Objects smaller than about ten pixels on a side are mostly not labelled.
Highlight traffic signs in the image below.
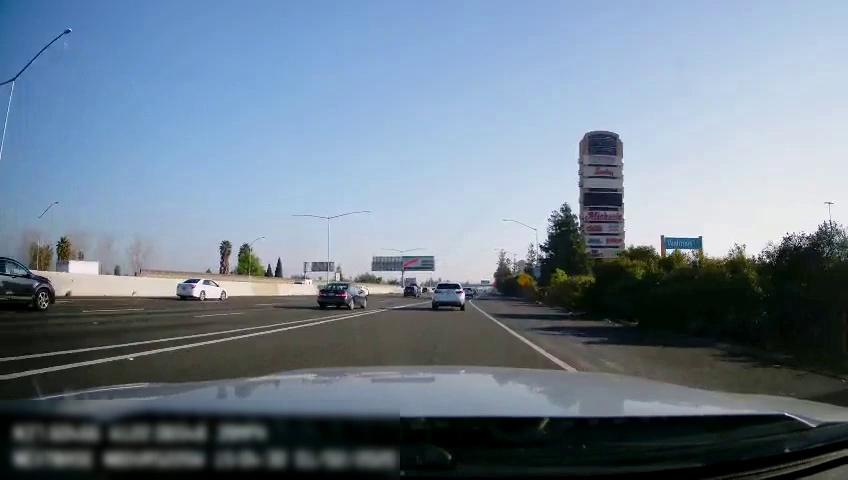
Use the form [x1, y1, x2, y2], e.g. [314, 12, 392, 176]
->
[523, 273, 535, 286]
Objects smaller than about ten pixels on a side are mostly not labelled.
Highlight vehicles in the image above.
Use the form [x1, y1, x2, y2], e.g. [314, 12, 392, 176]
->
[360, 288, 369, 296]
[294, 278, 313, 286]
[431, 281, 467, 313]
[0, 256, 56, 313]
[403, 286, 421, 299]
[463, 287, 475, 298]
[317, 282, 368, 311]
[55, 259, 100, 276]
[421, 287, 429, 293]
[175, 277, 228, 302]
[409, 282, 418, 287]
